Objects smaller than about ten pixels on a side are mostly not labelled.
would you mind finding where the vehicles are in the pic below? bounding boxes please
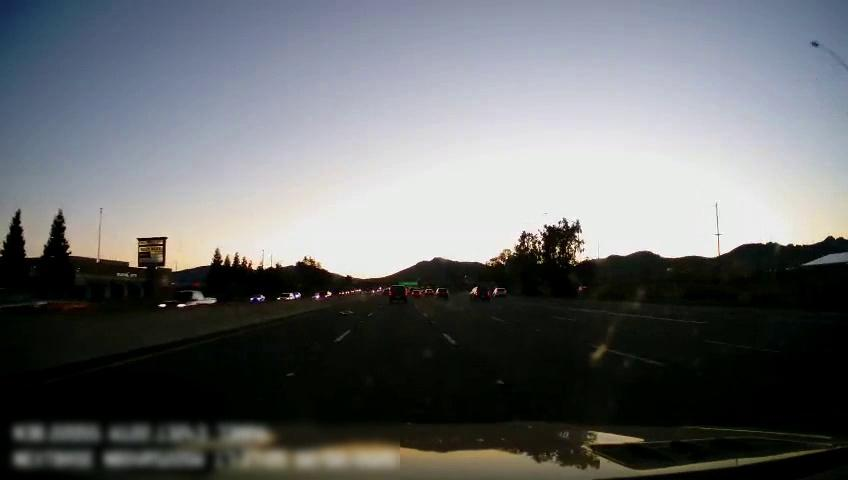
[276,292,294,301]
[387,284,409,305]
[576,285,592,296]
[469,286,491,302]
[492,287,507,299]
[249,294,266,303]
[410,290,422,299]
[434,287,449,300]
[424,288,434,297]
[157,289,219,309]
